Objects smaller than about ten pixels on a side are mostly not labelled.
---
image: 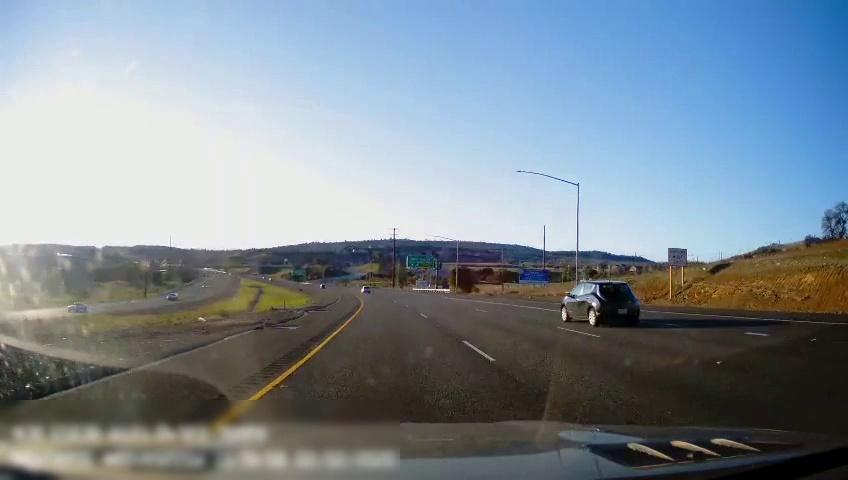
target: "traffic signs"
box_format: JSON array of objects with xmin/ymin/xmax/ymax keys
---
[{"xmin": 406, "ymin": 254, "xmax": 435, "ymax": 270}]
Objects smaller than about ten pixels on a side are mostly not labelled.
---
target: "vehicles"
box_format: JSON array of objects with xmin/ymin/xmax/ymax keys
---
[
  {"xmin": 166, "ymin": 293, "xmax": 179, "ymax": 301},
  {"xmin": 560, "ymin": 280, "xmax": 640, "ymax": 328},
  {"xmin": 360, "ymin": 285, "xmax": 371, "ymax": 294},
  {"xmin": 67, "ymin": 301, "xmax": 87, "ymax": 313}
]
